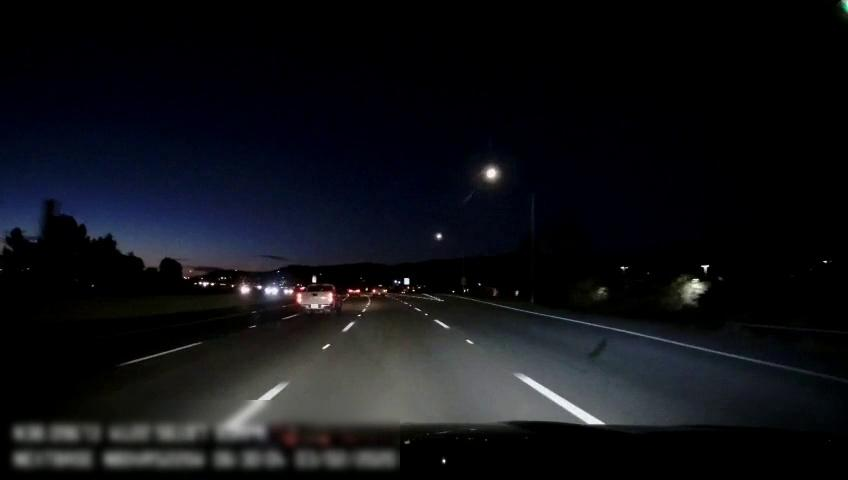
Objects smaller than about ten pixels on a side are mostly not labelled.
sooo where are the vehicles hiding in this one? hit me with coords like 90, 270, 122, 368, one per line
264, 284, 283, 296
371, 287, 385, 297
347, 287, 362, 300
296, 283, 344, 320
